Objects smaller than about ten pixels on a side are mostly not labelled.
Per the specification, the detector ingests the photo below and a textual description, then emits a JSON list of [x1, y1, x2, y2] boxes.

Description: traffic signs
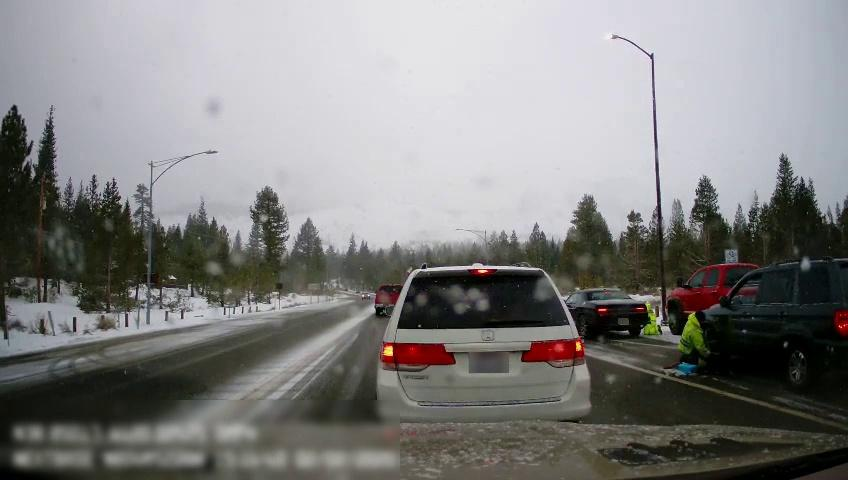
[[724, 248, 739, 263]]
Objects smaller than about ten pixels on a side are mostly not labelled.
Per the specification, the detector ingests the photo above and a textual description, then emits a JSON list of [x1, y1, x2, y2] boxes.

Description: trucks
[[375, 282, 404, 316], [666, 263, 759, 336]]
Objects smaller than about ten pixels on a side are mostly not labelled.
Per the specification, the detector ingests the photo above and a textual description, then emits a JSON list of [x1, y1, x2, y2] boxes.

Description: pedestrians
[[677, 310, 717, 368], [644, 304, 663, 336]]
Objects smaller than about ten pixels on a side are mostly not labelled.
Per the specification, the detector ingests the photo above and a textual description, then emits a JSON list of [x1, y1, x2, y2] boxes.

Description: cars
[[564, 287, 650, 338]]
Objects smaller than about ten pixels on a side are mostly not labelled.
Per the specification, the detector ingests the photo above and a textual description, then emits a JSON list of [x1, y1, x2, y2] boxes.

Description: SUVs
[[689, 256, 848, 393]]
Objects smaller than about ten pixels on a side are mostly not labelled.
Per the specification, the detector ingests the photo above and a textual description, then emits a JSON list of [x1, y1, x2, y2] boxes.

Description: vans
[[375, 263, 593, 423]]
